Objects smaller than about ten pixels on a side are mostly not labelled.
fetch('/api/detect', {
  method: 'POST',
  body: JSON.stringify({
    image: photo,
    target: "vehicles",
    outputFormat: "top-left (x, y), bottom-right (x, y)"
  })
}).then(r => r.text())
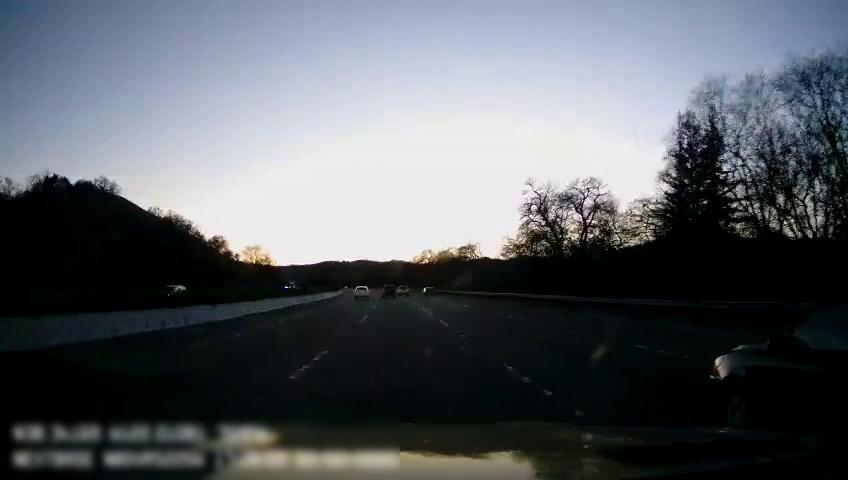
top-left (705, 299), bottom-right (848, 444)
top-left (381, 285), bottom-right (397, 299)
top-left (354, 286), bottom-right (369, 300)
top-left (423, 287), bottom-right (435, 296)
top-left (156, 285), bottom-right (187, 297)
top-left (397, 285), bottom-right (409, 296)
